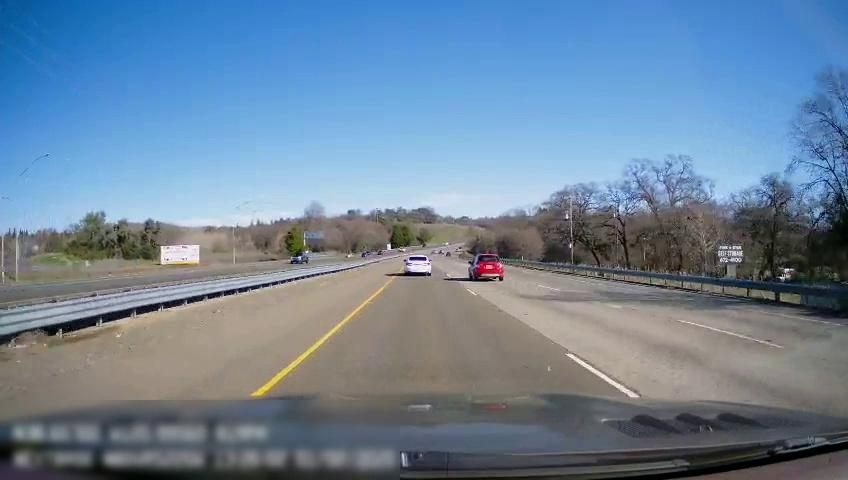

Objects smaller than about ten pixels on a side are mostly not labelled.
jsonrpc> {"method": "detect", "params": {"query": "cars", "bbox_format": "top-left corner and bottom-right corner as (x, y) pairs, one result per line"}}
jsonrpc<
(467, 254), (504, 282)
(402, 254), (431, 276)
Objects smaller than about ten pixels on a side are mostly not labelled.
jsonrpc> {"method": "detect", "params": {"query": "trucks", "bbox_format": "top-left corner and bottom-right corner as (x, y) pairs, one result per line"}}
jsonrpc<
(288, 251), (312, 264)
